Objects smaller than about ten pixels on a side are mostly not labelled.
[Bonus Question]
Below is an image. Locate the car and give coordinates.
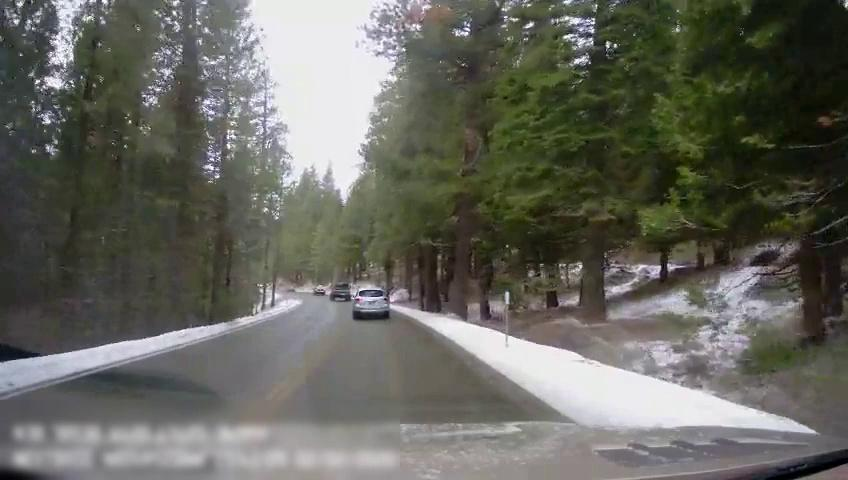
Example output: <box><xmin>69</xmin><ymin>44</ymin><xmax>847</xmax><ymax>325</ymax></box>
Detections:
<box><xmin>312</xmin><ymin>284</ymin><xmax>326</xmax><ymax>296</ymax></box>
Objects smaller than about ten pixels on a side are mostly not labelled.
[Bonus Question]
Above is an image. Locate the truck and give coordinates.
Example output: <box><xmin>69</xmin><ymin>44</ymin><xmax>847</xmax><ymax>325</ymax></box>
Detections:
<box><xmin>329</xmin><ymin>282</ymin><xmax>352</xmax><ymax>301</ymax></box>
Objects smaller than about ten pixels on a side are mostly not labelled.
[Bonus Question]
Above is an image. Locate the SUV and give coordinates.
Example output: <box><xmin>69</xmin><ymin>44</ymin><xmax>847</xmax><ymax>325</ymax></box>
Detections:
<box><xmin>352</xmin><ymin>287</ymin><xmax>390</xmax><ymax>318</ymax></box>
